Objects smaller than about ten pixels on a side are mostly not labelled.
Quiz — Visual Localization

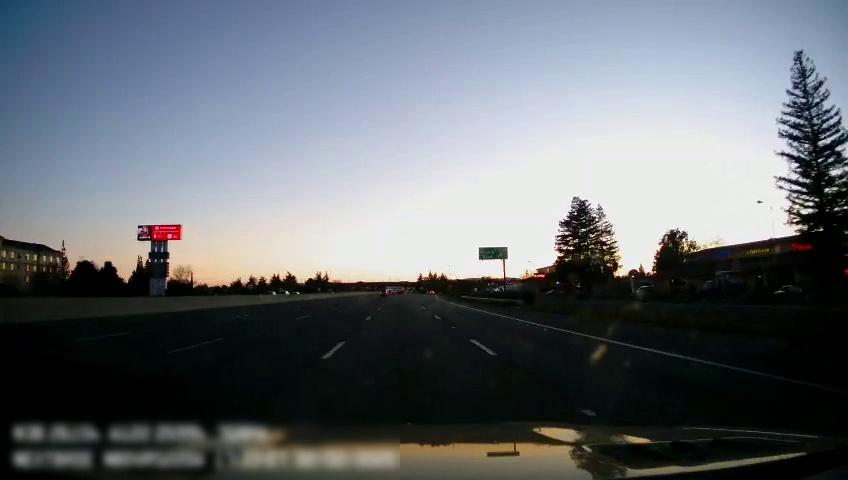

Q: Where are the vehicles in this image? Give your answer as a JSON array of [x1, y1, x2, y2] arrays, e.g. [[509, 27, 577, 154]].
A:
[[277, 290, 291, 296], [703, 270, 746, 298], [635, 286, 655, 297], [266, 291, 277, 296], [773, 285, 802, 299]]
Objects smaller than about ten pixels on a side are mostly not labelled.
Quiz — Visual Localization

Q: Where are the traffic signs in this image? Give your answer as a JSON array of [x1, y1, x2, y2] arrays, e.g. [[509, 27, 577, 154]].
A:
[[478, 247, 508, 260]]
